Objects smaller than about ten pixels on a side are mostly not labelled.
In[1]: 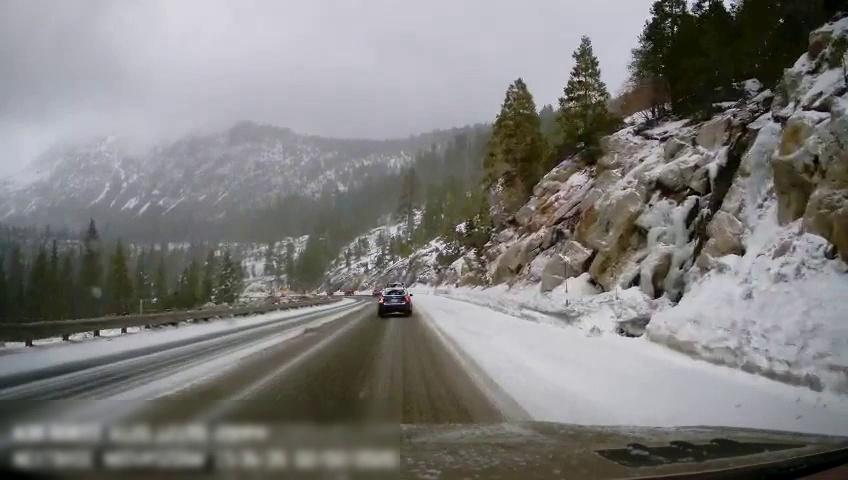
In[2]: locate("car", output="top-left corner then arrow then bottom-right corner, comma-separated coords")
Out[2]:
377,283 -> 413,317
